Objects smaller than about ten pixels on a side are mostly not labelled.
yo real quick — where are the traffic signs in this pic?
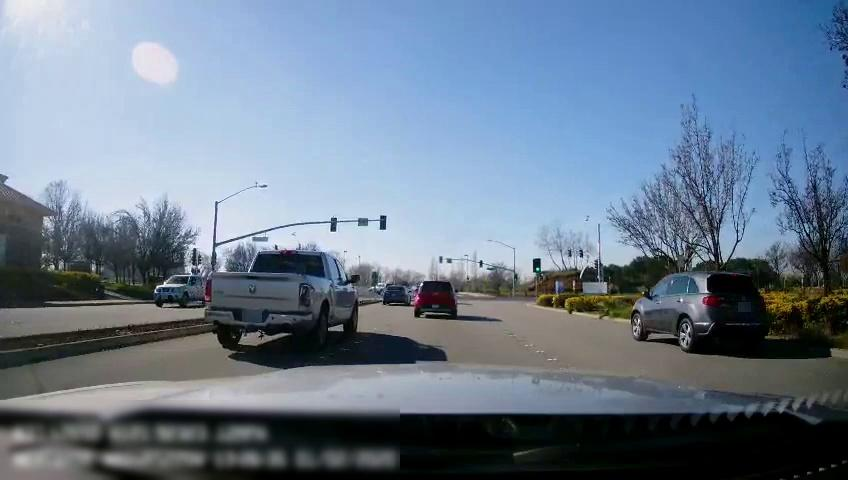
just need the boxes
[252,236,269,242]
[357,217,368,227]
[486,267,497,271]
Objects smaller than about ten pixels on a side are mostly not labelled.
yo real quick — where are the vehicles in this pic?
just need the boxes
[204,250,361,354]
[407,286,420,302]
[412,280,459,319]
[153,274,211,309]
[382,284,412,307]
[630,270,770,354]
[368,282,389,297]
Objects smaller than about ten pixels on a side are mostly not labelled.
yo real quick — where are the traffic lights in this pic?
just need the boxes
[594,259,602,276]
[191,247,202,266]
[330,217,337,232]
[379,215,387,231]
[211,251,217,266]
[532,258,541,273]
